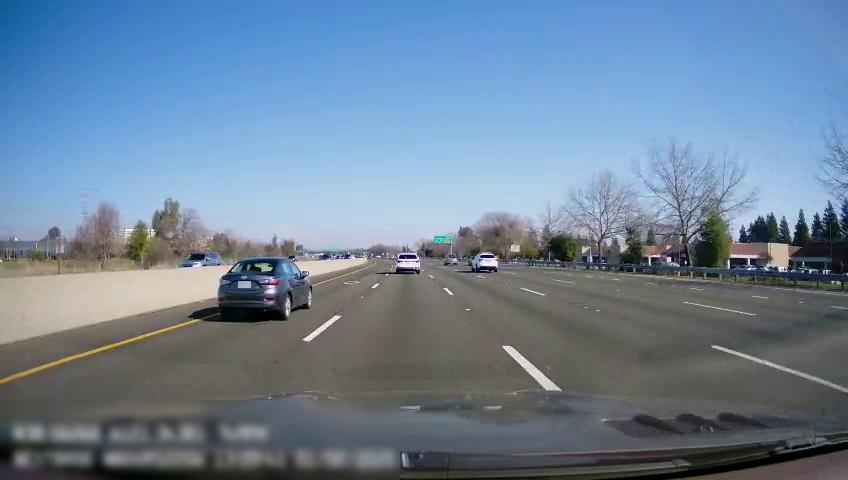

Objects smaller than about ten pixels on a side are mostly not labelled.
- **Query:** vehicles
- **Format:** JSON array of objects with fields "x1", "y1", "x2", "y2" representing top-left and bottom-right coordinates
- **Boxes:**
[
  {"x1": 394, "y1": 252, "x2": 420, "y2": 275},
  {"x1": 215, "y1": 256, "x2": 315, "y2": 323},
  {"x1": 442, "y1": 253, "x2": 459, "y2": 267},
  {"x1": 470, "y1": 253, "x2": 499, "y2": 273},
  {"x1": 183, "y1": 251, "x2": 222, "y2": 268}
]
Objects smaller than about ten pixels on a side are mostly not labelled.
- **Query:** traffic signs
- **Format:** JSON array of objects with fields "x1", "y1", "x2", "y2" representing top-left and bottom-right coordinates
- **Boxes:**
[{"x1": 432, "y1": 235, "x2": 452, "y2": 245}]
